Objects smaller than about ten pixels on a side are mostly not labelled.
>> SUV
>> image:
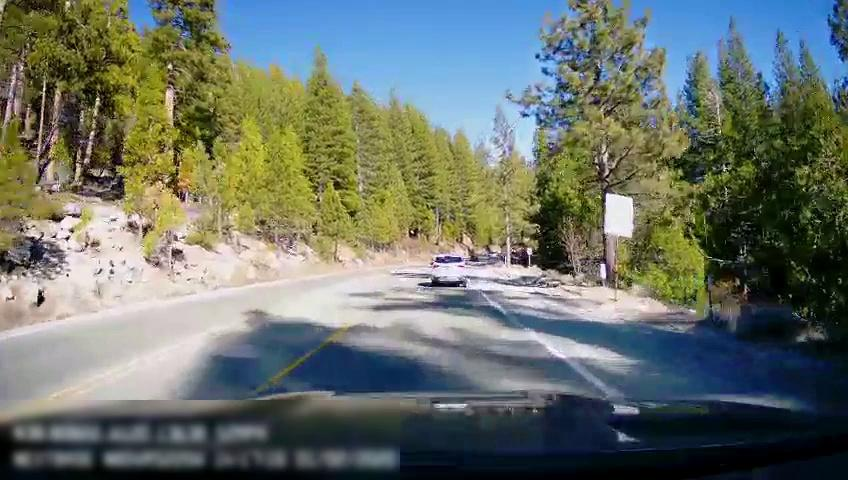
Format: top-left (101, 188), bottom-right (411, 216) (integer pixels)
top-left (430, 255), bottom-right (467, 288)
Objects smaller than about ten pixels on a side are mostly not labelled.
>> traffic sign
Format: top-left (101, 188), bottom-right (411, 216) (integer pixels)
top-left (604, 192), bottom-right (634, 238)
